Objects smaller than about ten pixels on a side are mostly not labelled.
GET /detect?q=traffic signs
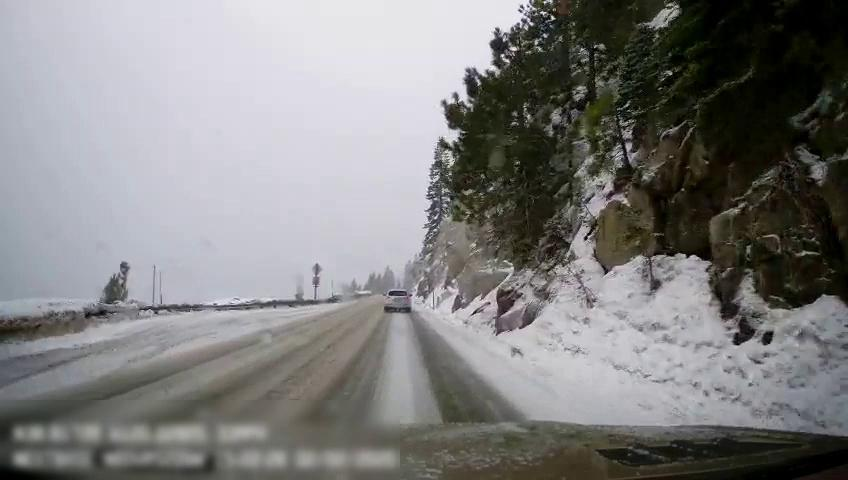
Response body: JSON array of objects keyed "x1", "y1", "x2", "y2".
[
  {"x1": 313, "y1": 265, "x2": 321, "y2": 277},
  {"x1": 311, "y1": 276, "x2": 319, "y2": 289}
]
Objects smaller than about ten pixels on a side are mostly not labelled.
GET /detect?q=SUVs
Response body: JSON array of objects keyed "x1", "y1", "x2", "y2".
[{"x1": 381, "y1": 288, "x2": 414, "y2": 314}]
